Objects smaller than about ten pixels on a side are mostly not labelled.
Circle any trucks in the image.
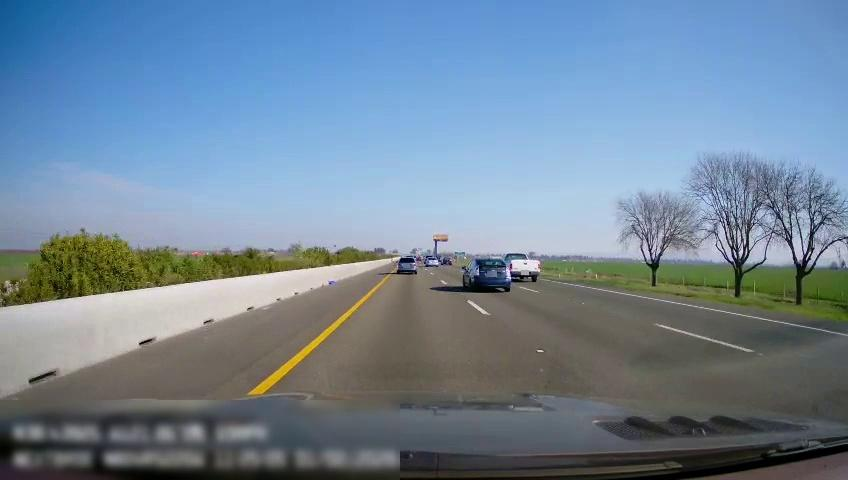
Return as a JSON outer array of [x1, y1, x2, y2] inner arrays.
[[504, 253, 540, 283]]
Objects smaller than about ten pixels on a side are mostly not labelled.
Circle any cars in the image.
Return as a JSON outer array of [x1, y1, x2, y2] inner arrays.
[[425, 255, 440, 267], [460, 258, 511, 293], [396, 256, 419, 275]]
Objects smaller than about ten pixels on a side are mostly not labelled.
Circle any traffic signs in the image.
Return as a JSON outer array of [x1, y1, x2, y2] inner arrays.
[[454, 251, 466, 256]]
